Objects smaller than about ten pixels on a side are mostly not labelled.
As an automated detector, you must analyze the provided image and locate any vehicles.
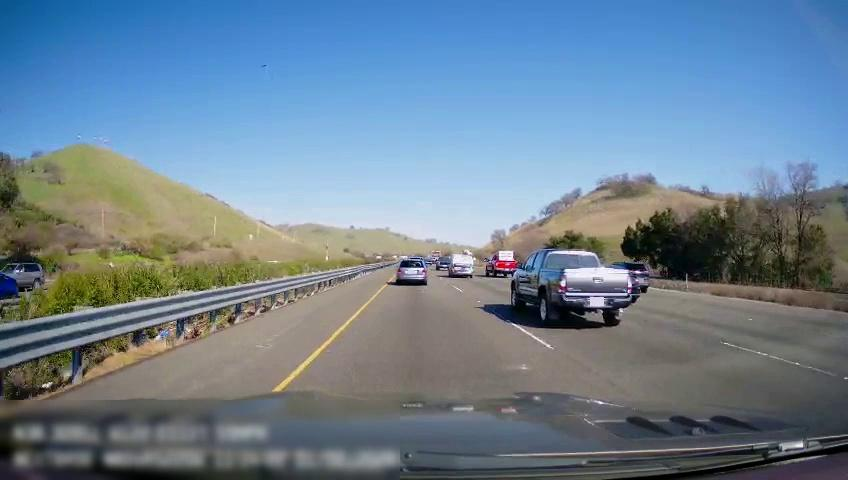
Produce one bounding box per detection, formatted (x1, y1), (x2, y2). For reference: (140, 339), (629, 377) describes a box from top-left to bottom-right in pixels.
(407, 256), (422, 261)
(604, 261), (650, 294)
(435, 256), (452, 271)
(0, 262), (45, 293)
(395, 257), (427, 285)
(510, 247), (633, 327)
(447, 248), (474, 278)
(485, 249), (519, 279)
(625, 272), (641, 304)
(424, 259), (433, 266)
(0, 272), (19, 300)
